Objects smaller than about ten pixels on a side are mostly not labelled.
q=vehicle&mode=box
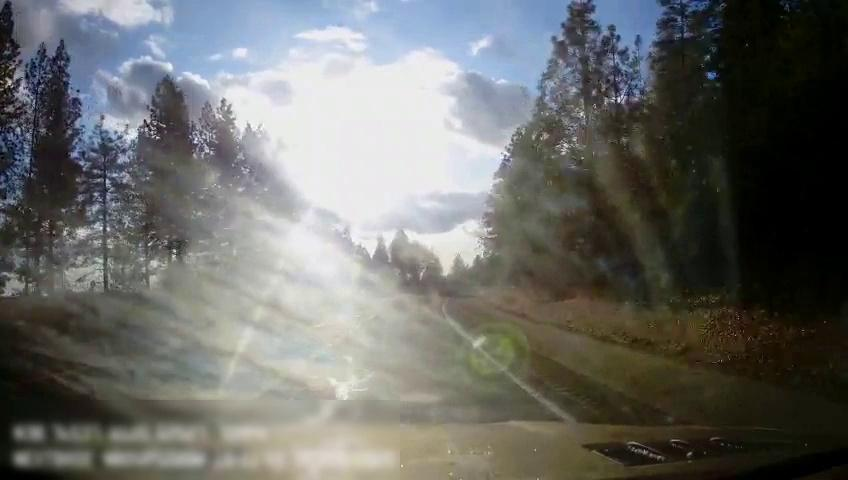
[437,281,457,301]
